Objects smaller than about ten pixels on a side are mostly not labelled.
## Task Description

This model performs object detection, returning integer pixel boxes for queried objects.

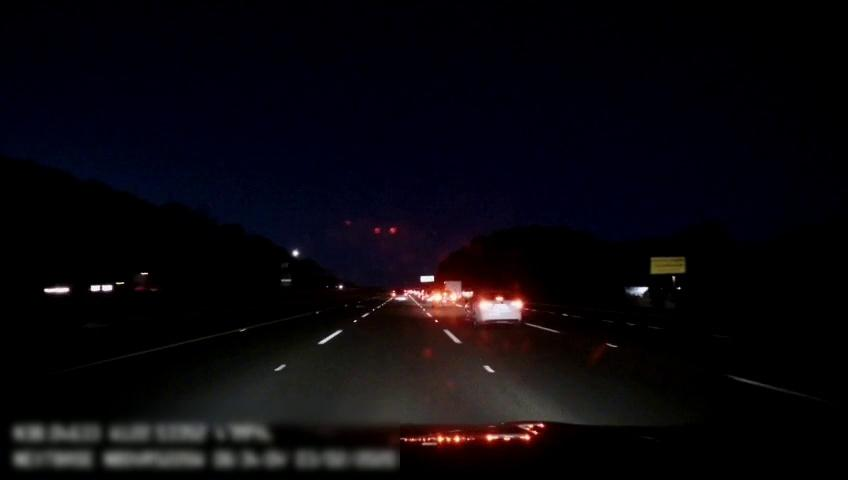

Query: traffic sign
[649,256,686,274]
